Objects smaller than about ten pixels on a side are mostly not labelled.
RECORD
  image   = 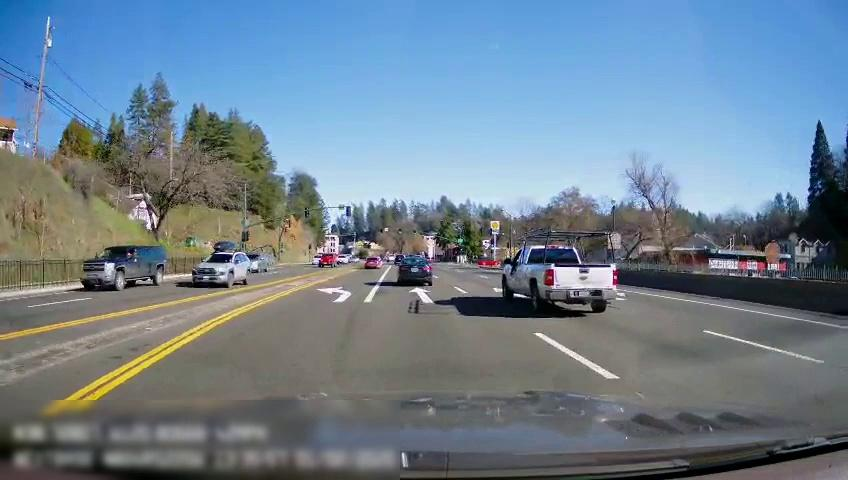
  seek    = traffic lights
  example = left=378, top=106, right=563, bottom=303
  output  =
left=345, top=206, right=352, bottom=217
left=304, top=207, right=310, bottom=219
left=245, top=231, right=250, bottom=242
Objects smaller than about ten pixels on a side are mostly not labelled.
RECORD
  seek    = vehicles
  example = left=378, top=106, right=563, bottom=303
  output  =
left=386, top=254, right=396, bottom=263
left=319, top=254, right=338, bottom=268
left=311, top=255, right=322, bottom=265
left=246, top=254, right=271, bottom=274
left=501, top=225, right=619, bottom=317
left=79, top=245, right=170, bottom=292
left=395, top=256, right=434, bottom=287
left=335, top=254, right=349, bottom=264
left=393, top=255, right=404, bottom=263
left=191, top=250, right=252, bottom=289
left=364, top=258, right=381, bottom=269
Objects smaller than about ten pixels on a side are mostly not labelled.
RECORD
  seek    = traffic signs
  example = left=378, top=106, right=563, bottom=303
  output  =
left=608, top=232, right=622, bottom=250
